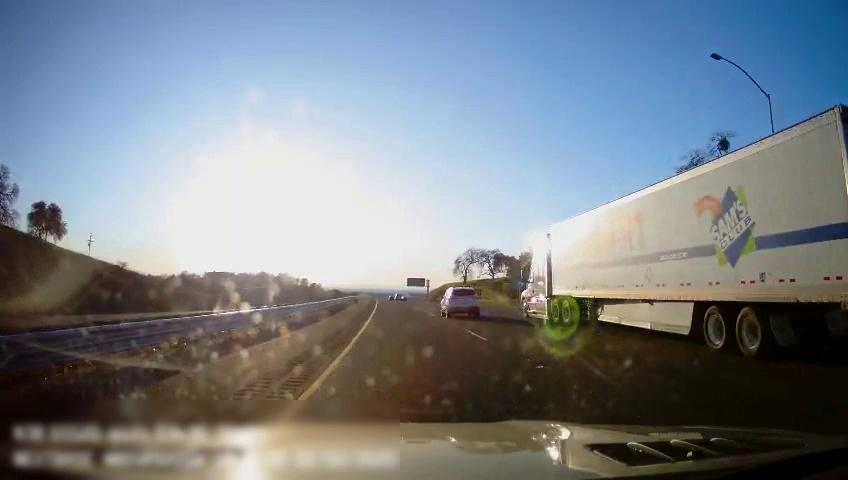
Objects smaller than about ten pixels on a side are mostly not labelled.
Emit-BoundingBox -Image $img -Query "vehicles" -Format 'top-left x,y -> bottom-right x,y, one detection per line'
440,287 -> 481,319
520,103 -> 848,361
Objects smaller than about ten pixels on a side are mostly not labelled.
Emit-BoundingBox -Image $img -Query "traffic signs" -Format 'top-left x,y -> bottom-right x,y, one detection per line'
406,277 -> 426,287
